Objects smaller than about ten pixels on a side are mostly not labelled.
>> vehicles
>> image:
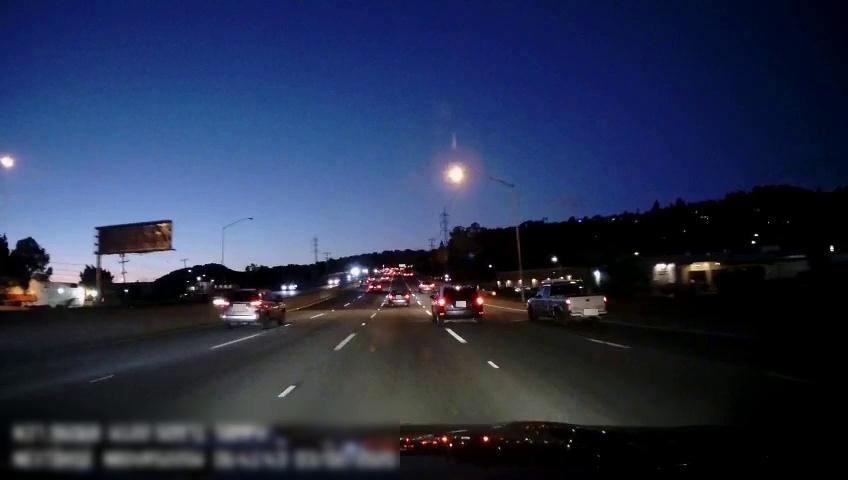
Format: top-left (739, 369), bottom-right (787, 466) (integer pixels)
top-left (388, 290), bottom-right (410, 308)
top-left (280, 280), bottom-right (298, 292)
top-left (526, 284), bottom-right (608, 328)
top-left (418, 280), bottom-right (435, 293)
top-left (218, 289), bottom-right (289, 331)
top-left (429, 285), bottom-right (484, 327)
top-left (327, 275), bottom-right (341, 285)
top-left (368, 282), bottom-right (383, 293)
top-left (359, 276), bottom-right (370, 287)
